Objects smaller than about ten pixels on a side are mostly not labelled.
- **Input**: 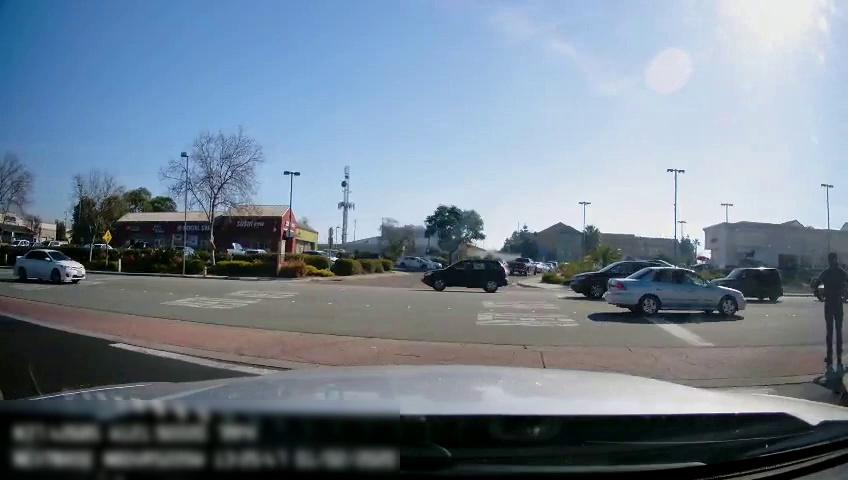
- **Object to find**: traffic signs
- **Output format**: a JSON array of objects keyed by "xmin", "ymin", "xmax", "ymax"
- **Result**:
[{"xmin": 103, "ymin": 230, "xmax": 112, "ymax": 243}]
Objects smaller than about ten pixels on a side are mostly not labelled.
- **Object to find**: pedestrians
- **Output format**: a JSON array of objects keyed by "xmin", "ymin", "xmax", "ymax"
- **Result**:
[{"xmin": 811, "ymin": 253, "xmax": 848, "ymax": 364}]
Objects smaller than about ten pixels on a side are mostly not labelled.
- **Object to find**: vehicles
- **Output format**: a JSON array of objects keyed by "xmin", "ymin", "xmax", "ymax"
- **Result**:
[
  {"xmin": 509, "ymin": 258, "xmax": 537, "ymax": 276},
  {"xmin": 534, "ymin": 262, "xmax": 549, "ymax": 275},
  {"xmin": 708, "ymin": 268, "xmax": 784, "ymax": 302},
  {"xmin": 607, "ymin": 267, "xmax": 747, "ymax": 319},
  {"xmin": 14, "ymin": 249, "xmax": 86, "ymax": 285},
  {"xmin": 423, "ymin": 260, "xmax": 508, "ymax": 294},
  {"xmin": 571, "ymin": 261, "xmax": 664, "ymax": 301},
  {"xmin": 816, "ymin": 275, "xmax": 848, "ymax": 302}
]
